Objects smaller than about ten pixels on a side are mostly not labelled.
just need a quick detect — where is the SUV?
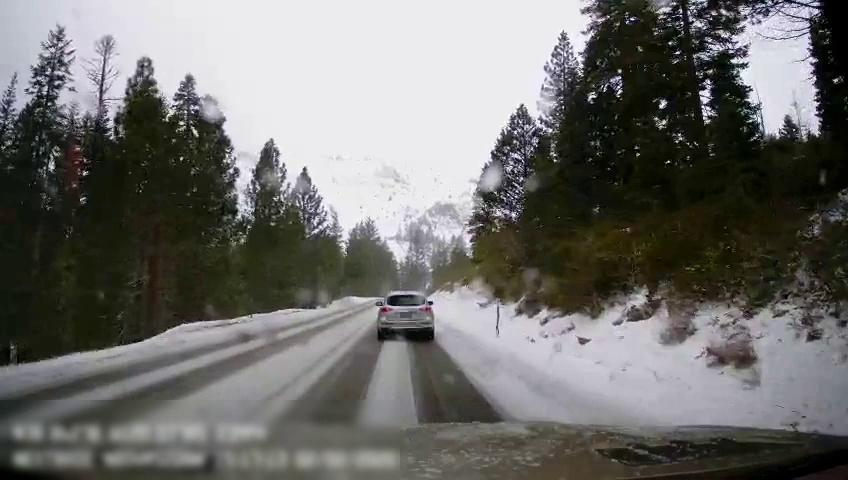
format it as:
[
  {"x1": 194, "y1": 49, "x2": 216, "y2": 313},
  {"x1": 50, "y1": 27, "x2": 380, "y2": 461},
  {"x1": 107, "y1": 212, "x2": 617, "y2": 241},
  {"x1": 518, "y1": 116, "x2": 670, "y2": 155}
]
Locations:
[{"x1": 375, "y1": 291, "x2": 435, "y2": 341}]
